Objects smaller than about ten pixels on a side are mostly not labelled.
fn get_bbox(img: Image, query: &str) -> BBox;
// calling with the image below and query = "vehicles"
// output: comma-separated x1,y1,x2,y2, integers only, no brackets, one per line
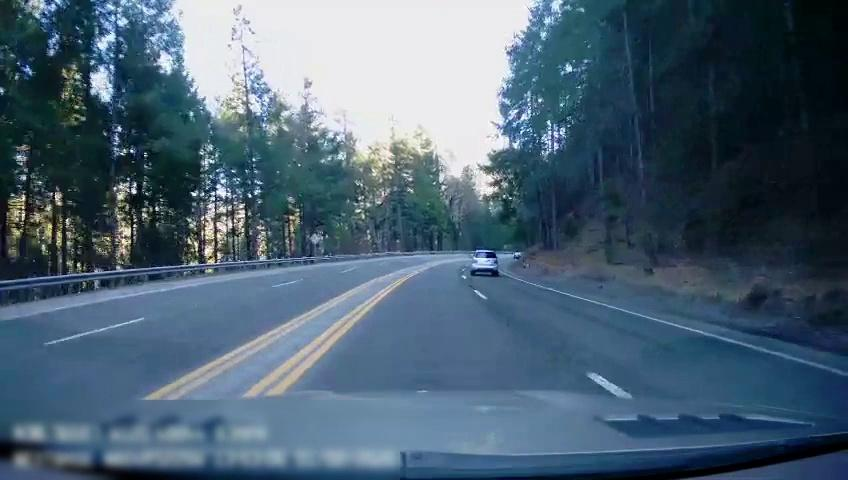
512,250,524,260
470,249,499,277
